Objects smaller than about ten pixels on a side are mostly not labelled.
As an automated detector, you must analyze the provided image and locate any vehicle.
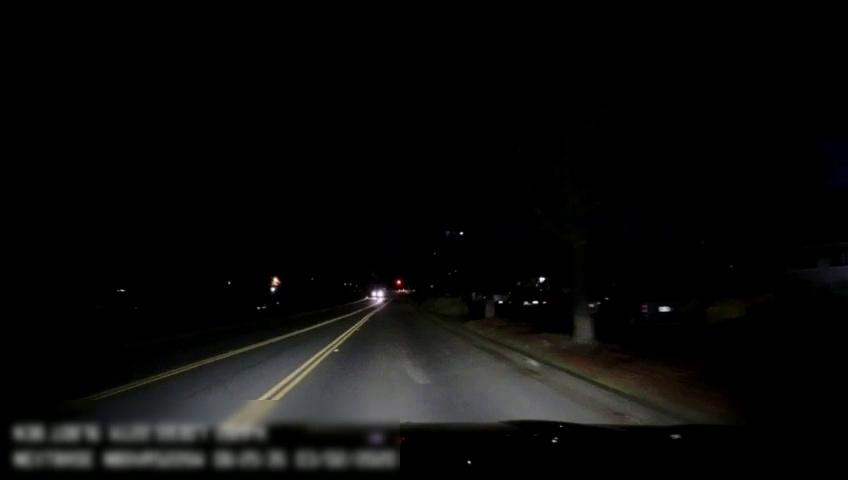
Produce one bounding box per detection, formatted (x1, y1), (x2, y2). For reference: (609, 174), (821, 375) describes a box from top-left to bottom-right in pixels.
(371, 289), (383, 298)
